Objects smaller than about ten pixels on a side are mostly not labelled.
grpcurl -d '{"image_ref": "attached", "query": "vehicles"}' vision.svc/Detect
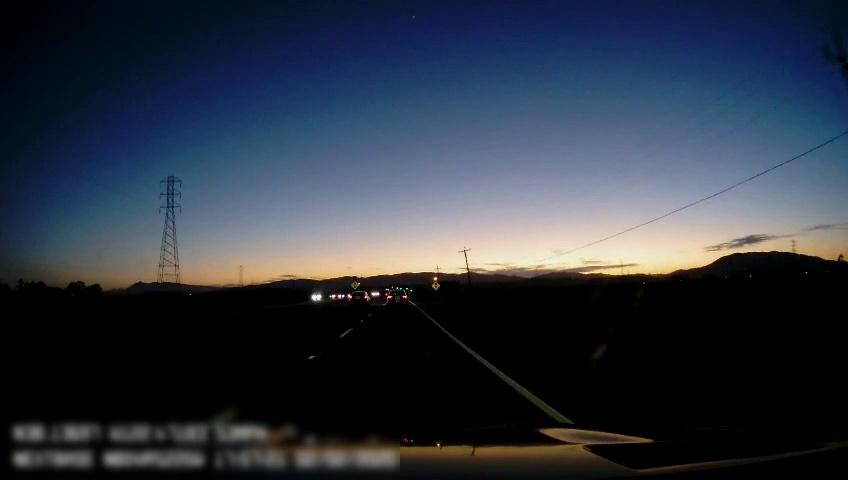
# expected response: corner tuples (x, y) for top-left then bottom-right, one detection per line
(386, 289), (409, 309)
(310, 290), (325, 303)
(329, 292), (342, 300)
(348, 290), (371, 309)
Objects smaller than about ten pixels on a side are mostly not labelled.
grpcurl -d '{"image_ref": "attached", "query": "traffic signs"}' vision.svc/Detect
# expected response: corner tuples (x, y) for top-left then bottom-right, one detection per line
(350, 281), (361, 290)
